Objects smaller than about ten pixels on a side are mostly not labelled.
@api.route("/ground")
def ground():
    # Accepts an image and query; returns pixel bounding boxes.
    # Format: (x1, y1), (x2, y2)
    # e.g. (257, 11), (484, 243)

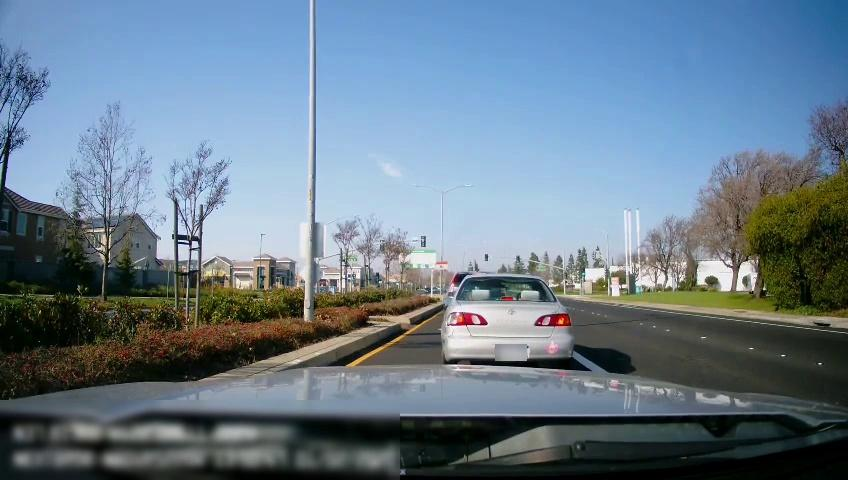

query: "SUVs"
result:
(451, 272), (468, 288)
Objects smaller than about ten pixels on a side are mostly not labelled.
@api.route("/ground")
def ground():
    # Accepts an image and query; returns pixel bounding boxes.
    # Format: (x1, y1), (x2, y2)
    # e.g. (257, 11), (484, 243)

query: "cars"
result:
(440, 274), (572, 364)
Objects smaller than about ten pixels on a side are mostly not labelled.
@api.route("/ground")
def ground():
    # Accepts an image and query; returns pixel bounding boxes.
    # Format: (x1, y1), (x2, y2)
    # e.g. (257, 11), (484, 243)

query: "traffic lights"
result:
(379, 239), (385, 251)
(420, 235), (426, 248)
